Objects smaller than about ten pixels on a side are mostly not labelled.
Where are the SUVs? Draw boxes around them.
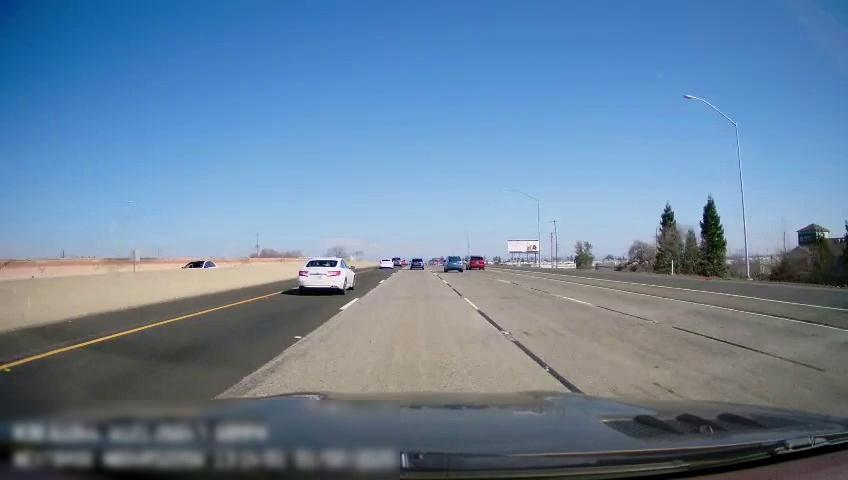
[443,255,464,273]
[391,257,403,268]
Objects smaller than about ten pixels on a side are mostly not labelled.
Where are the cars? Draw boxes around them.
[379,258,395,270]
[181,259,219,271]
[410,258,425,271]
[297,256,357,296]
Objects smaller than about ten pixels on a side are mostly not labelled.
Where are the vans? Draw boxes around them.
[464,255,486,271]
